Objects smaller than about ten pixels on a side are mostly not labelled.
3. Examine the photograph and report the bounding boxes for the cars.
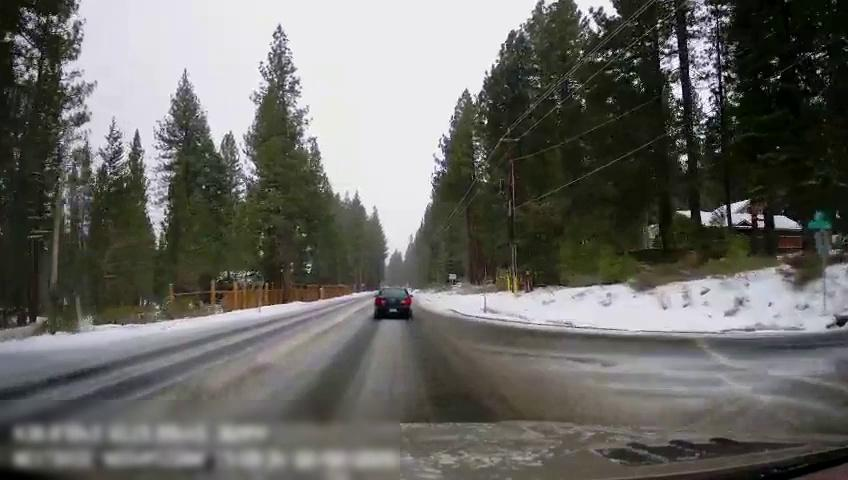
[373,287,414,321]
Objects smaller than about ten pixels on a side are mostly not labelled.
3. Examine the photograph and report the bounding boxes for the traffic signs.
[813,211,827,222]
[808,220,832,229]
